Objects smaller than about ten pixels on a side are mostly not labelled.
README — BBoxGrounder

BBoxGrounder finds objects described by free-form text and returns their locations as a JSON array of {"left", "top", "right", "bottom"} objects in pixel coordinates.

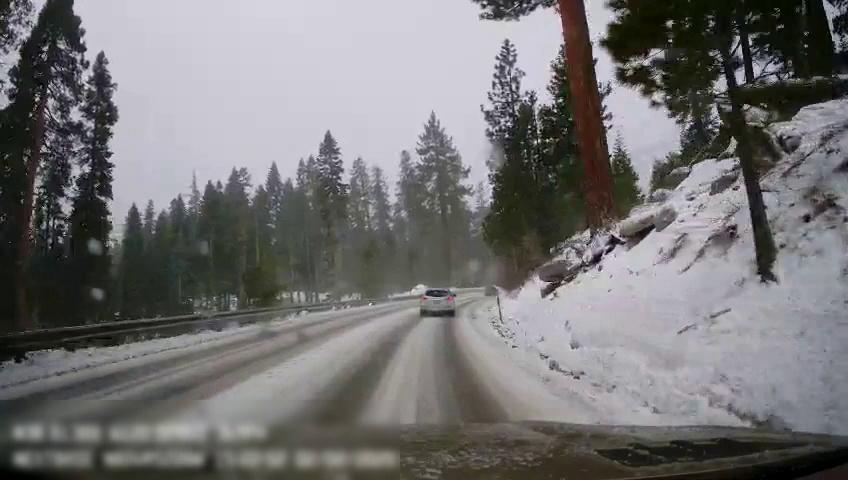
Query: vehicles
[
  {"left": 419, "top": 287, "right": 456, "bottom": 317},
  {"left": 484, "top": 285, "right": 500, "bottom": 296}
]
